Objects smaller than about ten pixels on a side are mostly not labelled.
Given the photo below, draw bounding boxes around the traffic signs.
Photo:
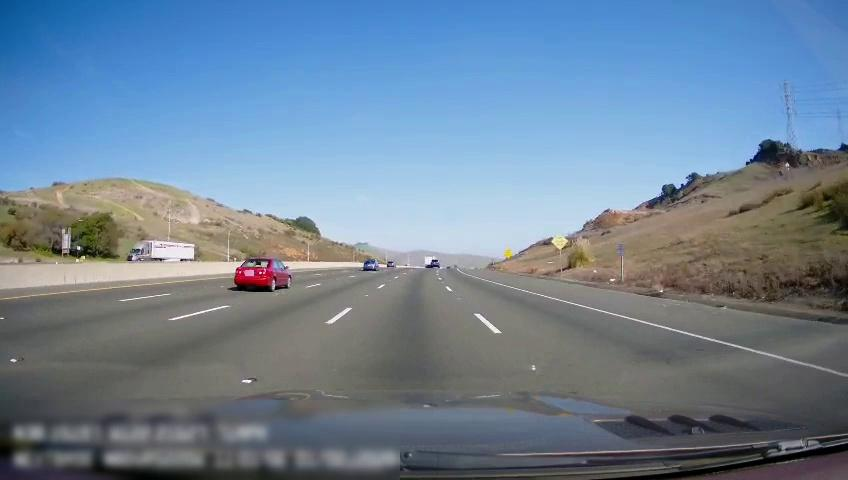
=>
[551,233,569,251]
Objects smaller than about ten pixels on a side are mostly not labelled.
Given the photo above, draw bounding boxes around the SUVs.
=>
[430,259,440,268]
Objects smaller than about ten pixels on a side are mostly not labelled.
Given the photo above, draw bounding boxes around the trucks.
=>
[126,240,195,263]
[424,256,433,268]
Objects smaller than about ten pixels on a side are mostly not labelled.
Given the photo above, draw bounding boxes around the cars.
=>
[363,259,379,271]
[233,255,292,293]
